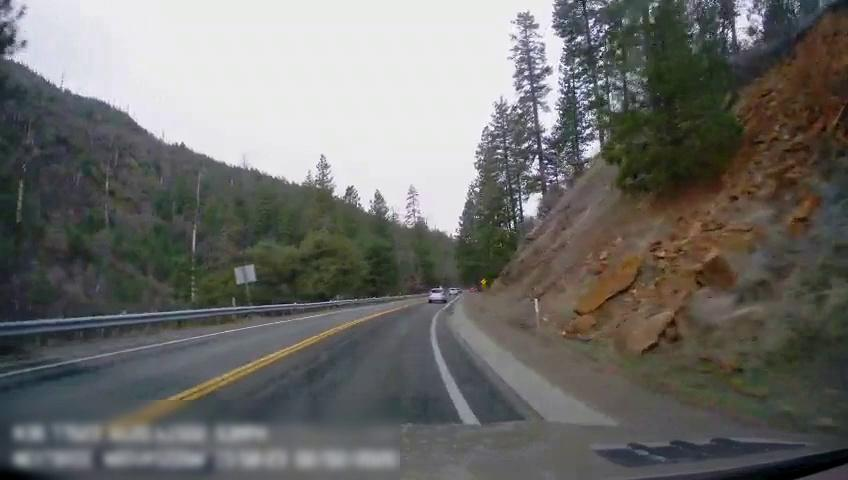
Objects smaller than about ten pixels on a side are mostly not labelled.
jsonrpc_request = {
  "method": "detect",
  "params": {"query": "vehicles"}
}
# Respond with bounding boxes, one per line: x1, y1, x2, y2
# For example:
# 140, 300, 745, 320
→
428, 288, 447, 303
449, 287, 459, 296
